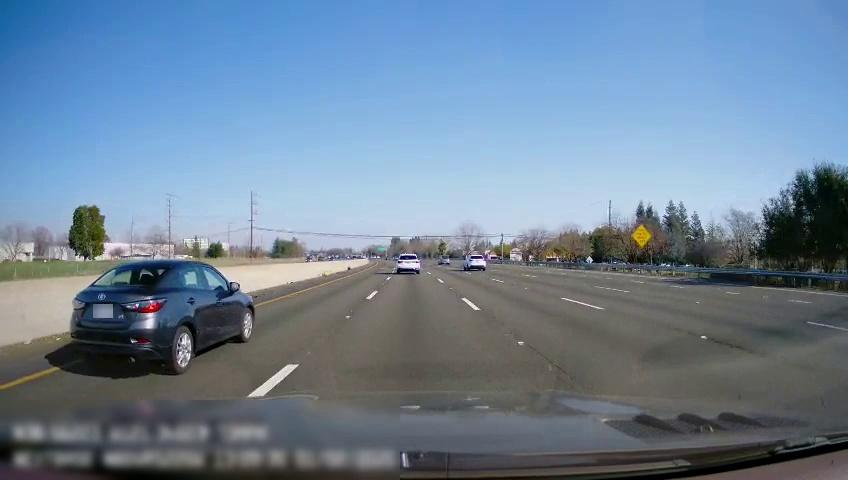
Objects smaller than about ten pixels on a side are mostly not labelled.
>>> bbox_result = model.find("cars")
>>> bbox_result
[69,258,258,377]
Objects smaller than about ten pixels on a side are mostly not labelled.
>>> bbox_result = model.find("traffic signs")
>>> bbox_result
[632,224,651,248]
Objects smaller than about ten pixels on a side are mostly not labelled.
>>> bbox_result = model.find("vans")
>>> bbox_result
[437,256,450,267]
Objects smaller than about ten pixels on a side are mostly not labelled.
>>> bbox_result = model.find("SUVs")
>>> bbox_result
[463,254,486,272]
[396,253,422,276]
